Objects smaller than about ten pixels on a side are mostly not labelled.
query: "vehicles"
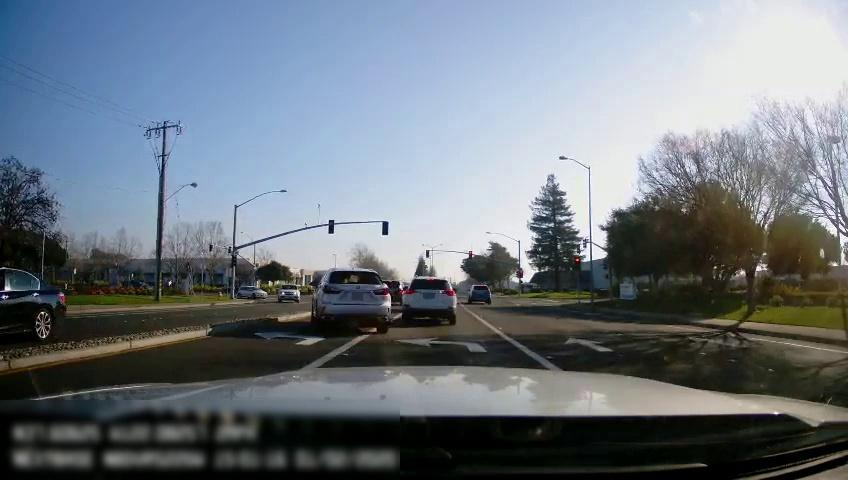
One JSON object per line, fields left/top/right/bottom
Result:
{"left": 0, "top": 264, "right": 67, "bottom": 344}
{"left": 467, "top": 285, "right": 491, "bottom": 304}
{"left": 277, "top": 284, "right": 301, "bottom": 303}
{"left": 237, "top": 285, "right": 268, "bottom": 300}
{"left": 401, "top": 276, "right": 458, "bottom": 325}
{"left": 309, "top": 268, "right": 392, "bottom": 336}
{"left": 385, "top": 280, "right": 406, "bottom": 305}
